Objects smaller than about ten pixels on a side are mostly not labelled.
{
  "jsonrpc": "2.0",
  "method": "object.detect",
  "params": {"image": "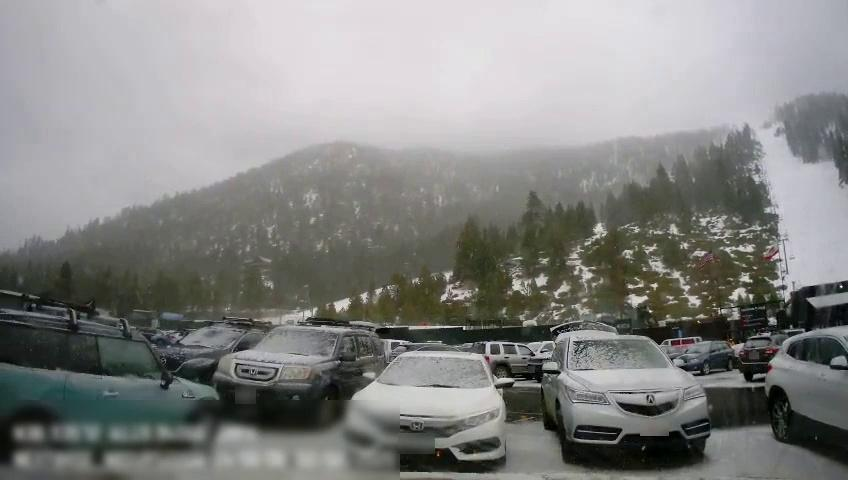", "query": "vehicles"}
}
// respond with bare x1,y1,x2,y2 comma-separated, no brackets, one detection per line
736,334,790,383
157,323,275,386
764,323,848,446
777,328,806,337
669,341,734,376
469,341,538,378
343,350,519,473
211,325,388,431
384,343,481,365
541,330,712,464
0,307,221,470
524,352,552,380
384,339,411,353
525,340,554,354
